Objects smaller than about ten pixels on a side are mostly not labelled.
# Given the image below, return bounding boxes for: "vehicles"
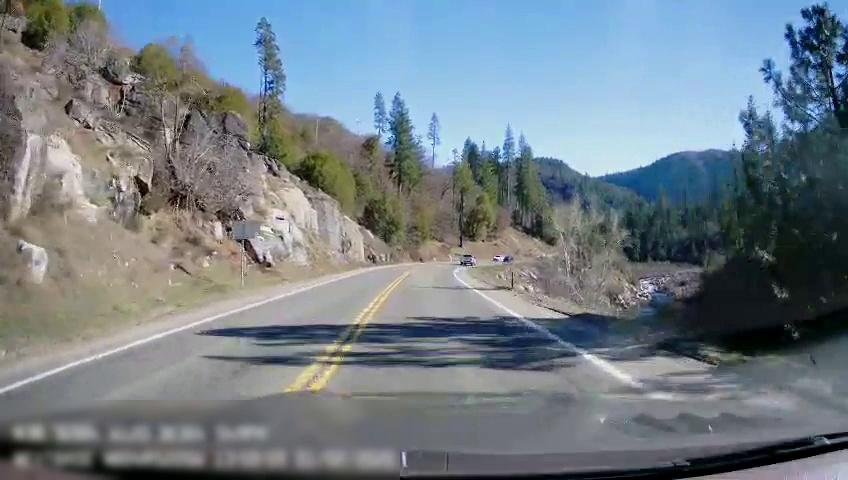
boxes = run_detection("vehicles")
[492,255,505,262]
[503,255,514,263]
[460,255,476,266]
